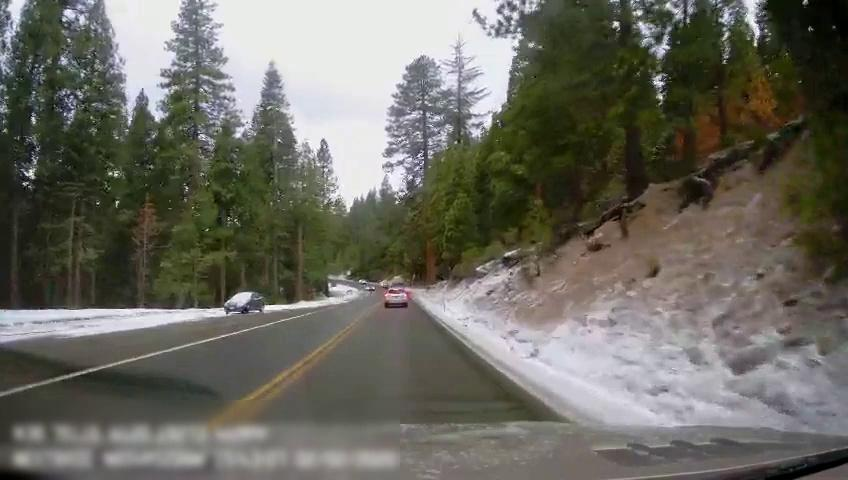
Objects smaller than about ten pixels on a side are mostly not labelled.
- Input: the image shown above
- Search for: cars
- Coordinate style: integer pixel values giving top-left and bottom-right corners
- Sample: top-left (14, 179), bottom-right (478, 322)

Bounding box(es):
top-left (224, 292), bottom-right (264, 315)
top-left (384, 287), bottom-right (408, 308)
